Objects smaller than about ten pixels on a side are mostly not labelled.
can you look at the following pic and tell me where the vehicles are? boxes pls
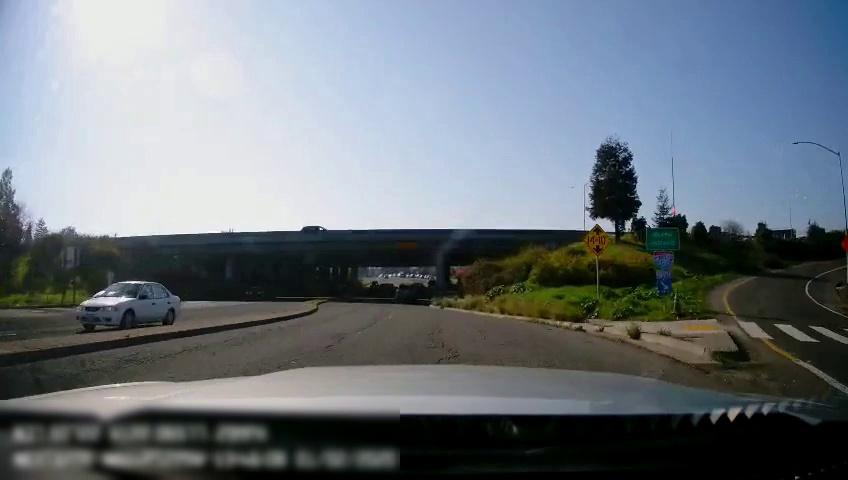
[299,225,329,233]
[75,280,180,332]
[393,282,417,304]
[375,283,397,298]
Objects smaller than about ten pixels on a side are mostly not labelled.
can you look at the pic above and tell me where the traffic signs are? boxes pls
[645,226,682,253]
[399,240,418,250]
[583,222,611,257]
[839,238,848,254]
[654,253,675,296]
